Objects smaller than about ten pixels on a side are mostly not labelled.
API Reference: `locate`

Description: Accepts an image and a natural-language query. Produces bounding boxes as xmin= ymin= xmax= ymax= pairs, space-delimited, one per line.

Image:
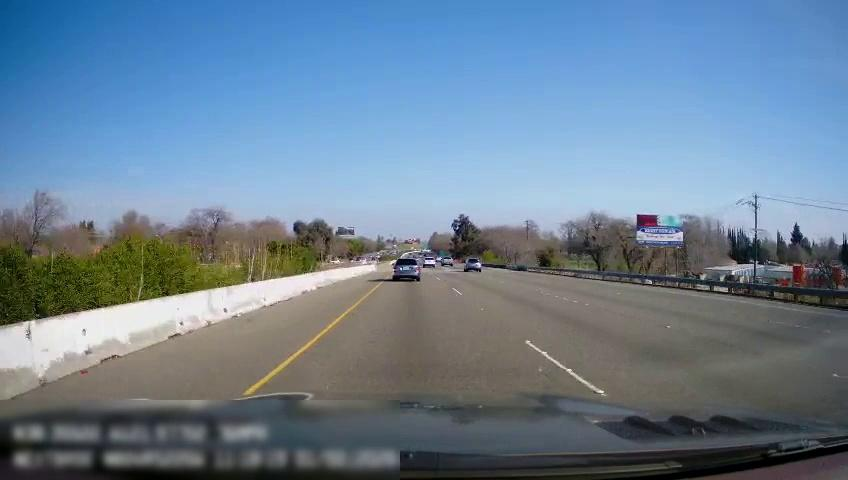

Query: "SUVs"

xmin=463 ymin=257 xmax=482 ymax=273
xmin=423 ymin=256 xmax=436 ymax=268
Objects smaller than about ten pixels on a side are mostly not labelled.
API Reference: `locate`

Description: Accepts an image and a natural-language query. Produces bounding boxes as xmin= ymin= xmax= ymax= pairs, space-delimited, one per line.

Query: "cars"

xmin=391 ymin=258 xmax=421 ymax=282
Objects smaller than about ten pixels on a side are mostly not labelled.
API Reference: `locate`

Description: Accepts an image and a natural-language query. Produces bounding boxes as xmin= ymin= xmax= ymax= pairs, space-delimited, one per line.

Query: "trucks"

xmin=441 ymin=255 xmax=455 ymax=267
